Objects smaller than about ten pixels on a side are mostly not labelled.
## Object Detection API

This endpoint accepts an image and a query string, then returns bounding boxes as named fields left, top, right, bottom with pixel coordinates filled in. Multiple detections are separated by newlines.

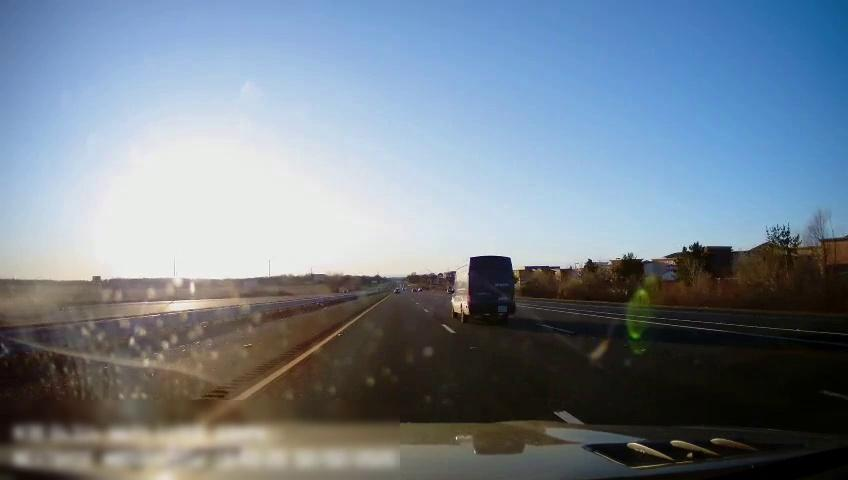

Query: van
left=447, top=255, right=518, bottom=327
